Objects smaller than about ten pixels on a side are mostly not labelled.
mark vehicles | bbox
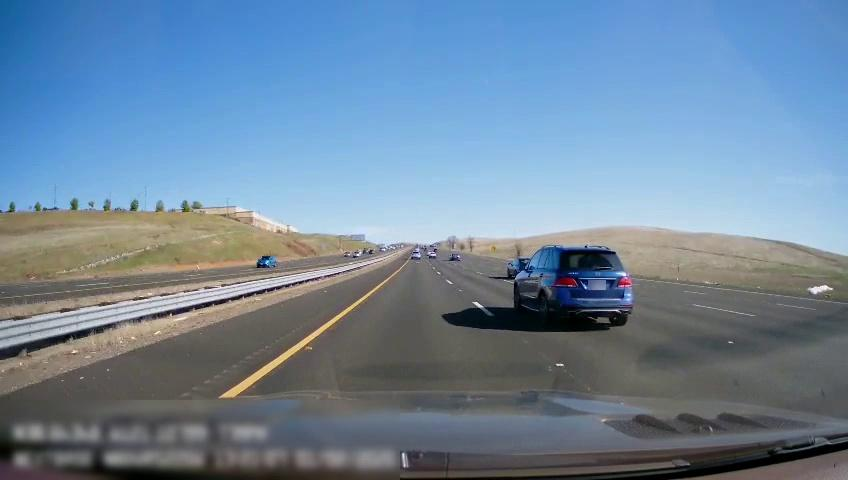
[507,258,532,278]
[411,250,421,260]
[255,255,278,268]
[449,252,460,261]
[512,247,633,326]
